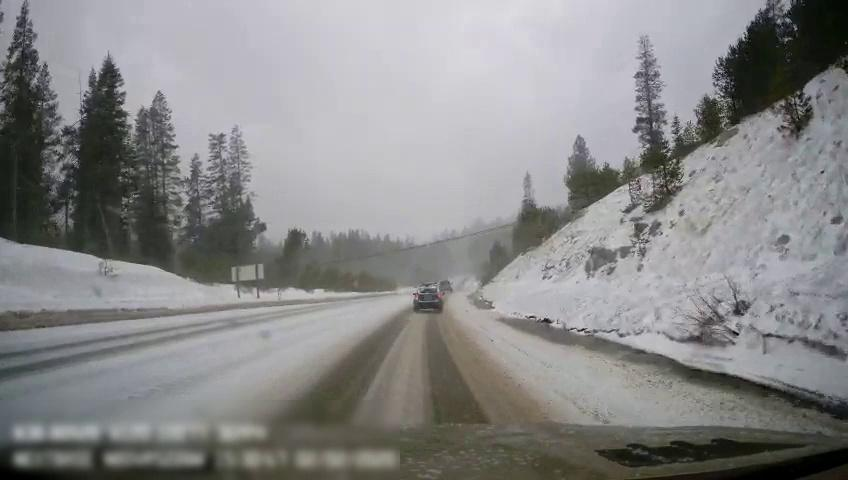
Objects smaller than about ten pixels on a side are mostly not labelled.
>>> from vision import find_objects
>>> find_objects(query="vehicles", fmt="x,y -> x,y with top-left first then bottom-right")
413,283 -> 442,312
438,279 -> 453,292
